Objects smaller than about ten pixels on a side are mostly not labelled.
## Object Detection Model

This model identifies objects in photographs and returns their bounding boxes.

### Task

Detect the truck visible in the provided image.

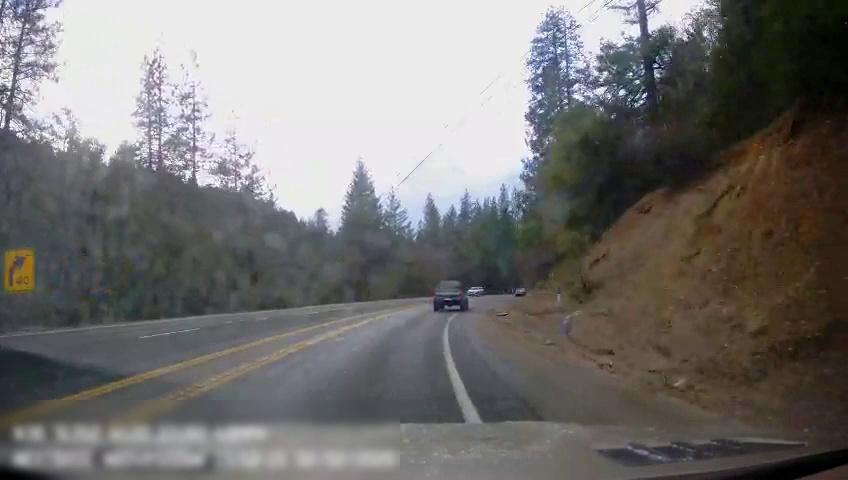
[433,280,469,310]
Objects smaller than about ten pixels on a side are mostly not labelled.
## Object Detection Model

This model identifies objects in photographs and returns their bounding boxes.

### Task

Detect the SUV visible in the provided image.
[514,287,528,296]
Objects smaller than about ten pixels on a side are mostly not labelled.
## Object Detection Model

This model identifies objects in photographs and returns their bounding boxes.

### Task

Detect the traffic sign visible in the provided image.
[3,248,36,293]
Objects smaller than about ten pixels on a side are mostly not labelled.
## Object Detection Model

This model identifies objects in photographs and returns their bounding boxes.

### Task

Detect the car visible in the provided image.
[467,286,485,297]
